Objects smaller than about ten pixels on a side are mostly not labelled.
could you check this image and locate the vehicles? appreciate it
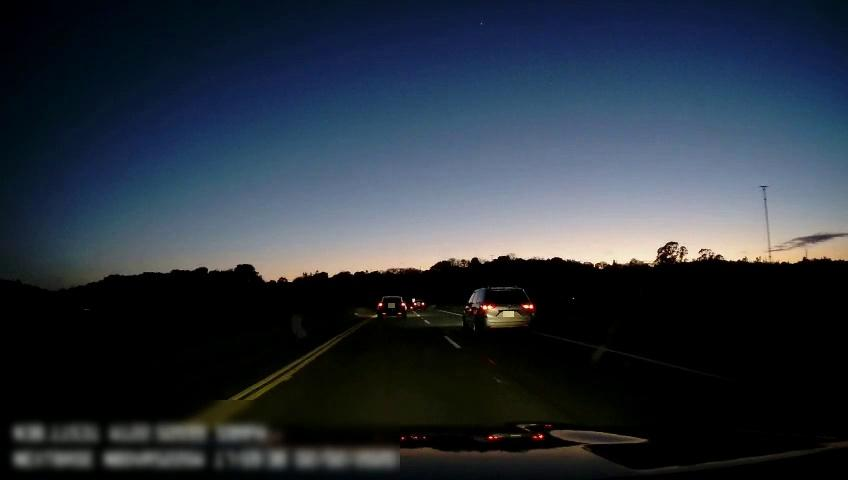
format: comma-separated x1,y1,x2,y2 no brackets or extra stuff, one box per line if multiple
377,295,408,320
411,298,425,309
463,285,536,335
